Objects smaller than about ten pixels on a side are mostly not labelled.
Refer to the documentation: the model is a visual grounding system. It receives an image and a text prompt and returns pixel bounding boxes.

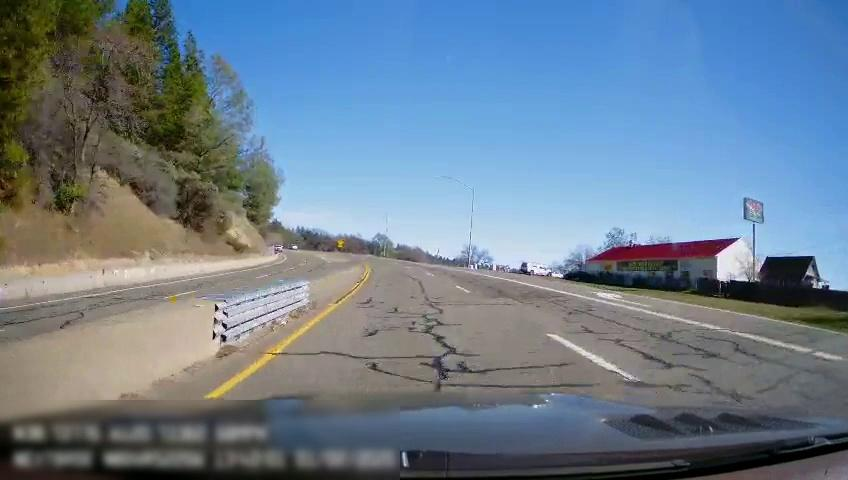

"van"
[521,261,549,276]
